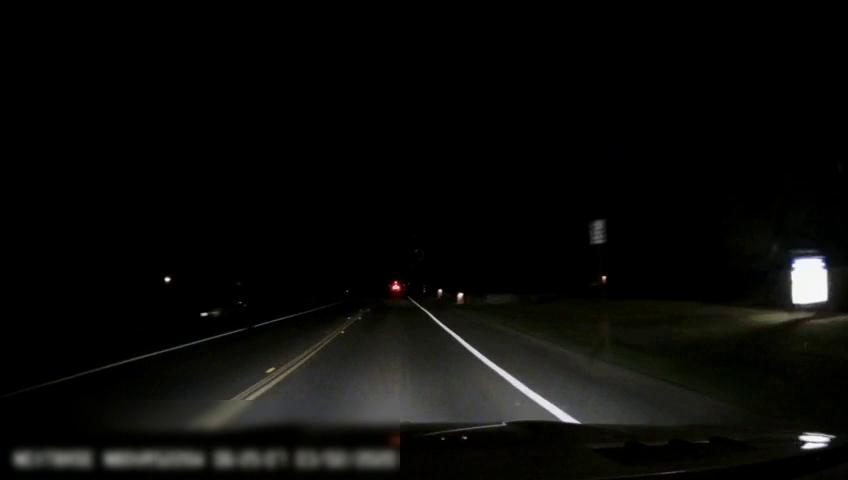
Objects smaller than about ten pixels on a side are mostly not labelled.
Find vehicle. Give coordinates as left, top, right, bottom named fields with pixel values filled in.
left=197, top=292, right=248, bottom=325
